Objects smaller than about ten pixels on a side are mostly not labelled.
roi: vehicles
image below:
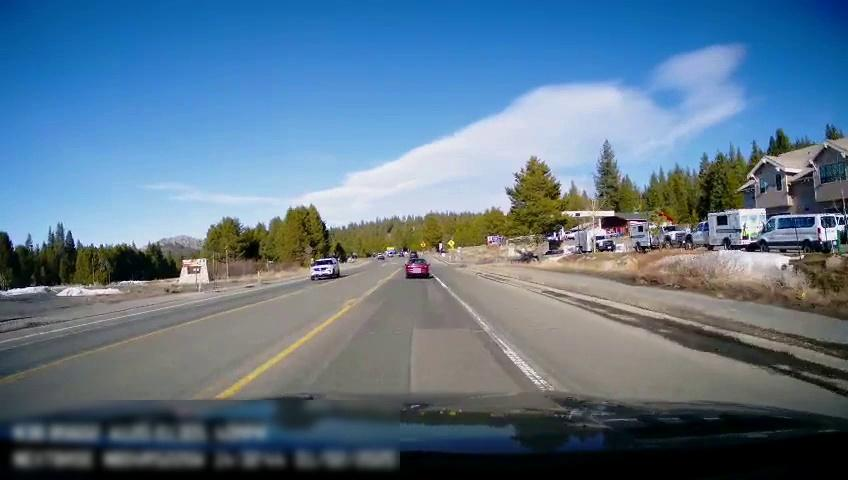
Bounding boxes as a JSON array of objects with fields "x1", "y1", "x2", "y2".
[
  {"x1": 407, "y1": 250, "x2": 419, "y2": 260},
  {"x1": 574, "y1": 229, "x2": 617, "y2": 254},
  {"x1": 755, "y1": 214, "x2": 838, "y2": 254},
  {"x1": 630, "y1": 221, "x2": 690, "y2": 254},
  {"x1": 404, "y1": 257, "x2": 431, "y2": 279},
  {"x1": 310, "y1": 257, "x2": 342, "y2": 280},
  {"x1": 680, "y1": 207, "x2": 767, "y2": 252},
  {"x1": 837, "y1": 214, "x2": 848, "y2": 244}
]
